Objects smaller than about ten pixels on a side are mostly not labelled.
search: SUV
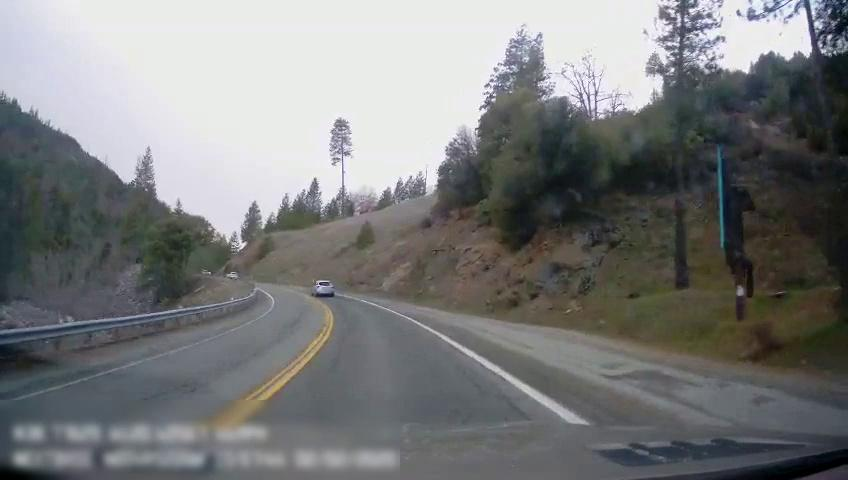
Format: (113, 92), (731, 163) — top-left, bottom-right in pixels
(225, 271), (238, 280)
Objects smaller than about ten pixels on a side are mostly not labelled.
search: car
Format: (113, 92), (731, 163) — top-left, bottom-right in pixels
(310, 280), (334, 298)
